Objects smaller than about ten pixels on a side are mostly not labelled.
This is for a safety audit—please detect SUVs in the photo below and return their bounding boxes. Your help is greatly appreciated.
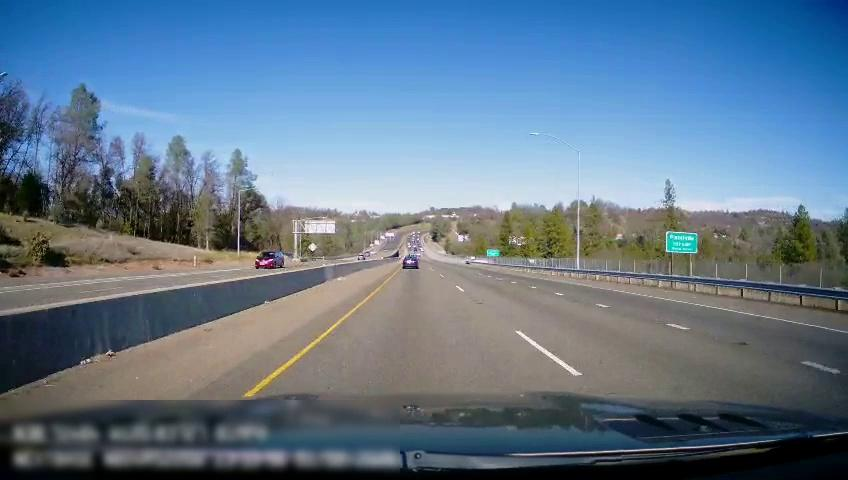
[254,250,286,270]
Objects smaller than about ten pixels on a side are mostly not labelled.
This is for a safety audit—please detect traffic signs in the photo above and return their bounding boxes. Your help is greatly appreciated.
[486,249,501,257]
[665,231,699,254]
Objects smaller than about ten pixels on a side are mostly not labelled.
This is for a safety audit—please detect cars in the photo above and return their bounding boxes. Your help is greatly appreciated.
[402,255,420,270]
